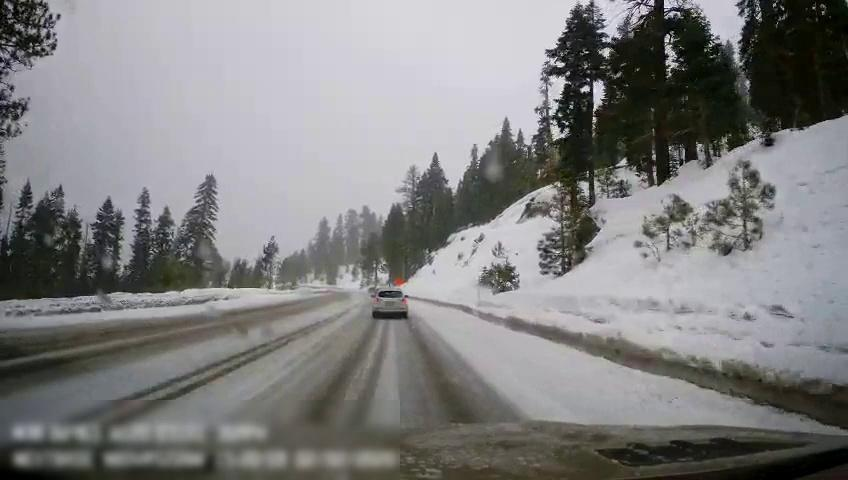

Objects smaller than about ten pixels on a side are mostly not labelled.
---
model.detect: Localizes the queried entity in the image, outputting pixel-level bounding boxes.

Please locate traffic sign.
[393,277,404,287]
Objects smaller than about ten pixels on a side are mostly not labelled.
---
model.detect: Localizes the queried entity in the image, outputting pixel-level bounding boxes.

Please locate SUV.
[371,287,409,320]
